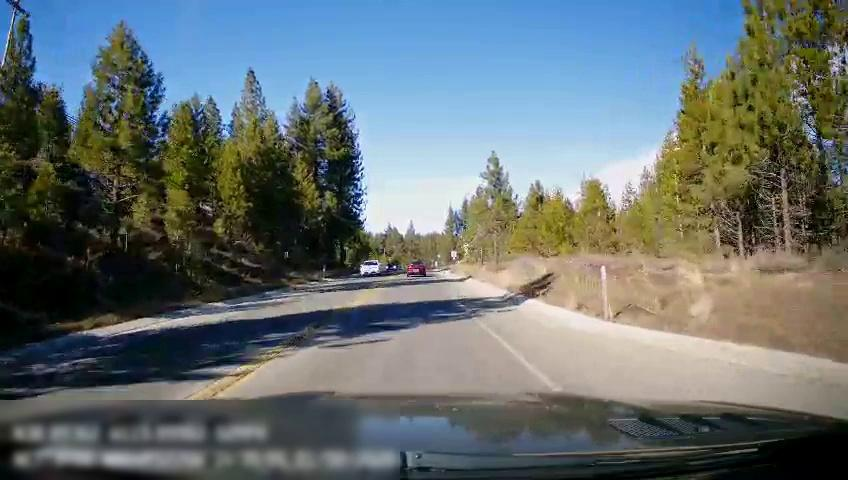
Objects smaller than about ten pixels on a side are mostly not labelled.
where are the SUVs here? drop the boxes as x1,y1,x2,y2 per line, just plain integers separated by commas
360,260,382,277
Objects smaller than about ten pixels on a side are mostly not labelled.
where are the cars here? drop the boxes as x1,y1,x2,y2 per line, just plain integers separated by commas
384,262,399,275
407,261,426,277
